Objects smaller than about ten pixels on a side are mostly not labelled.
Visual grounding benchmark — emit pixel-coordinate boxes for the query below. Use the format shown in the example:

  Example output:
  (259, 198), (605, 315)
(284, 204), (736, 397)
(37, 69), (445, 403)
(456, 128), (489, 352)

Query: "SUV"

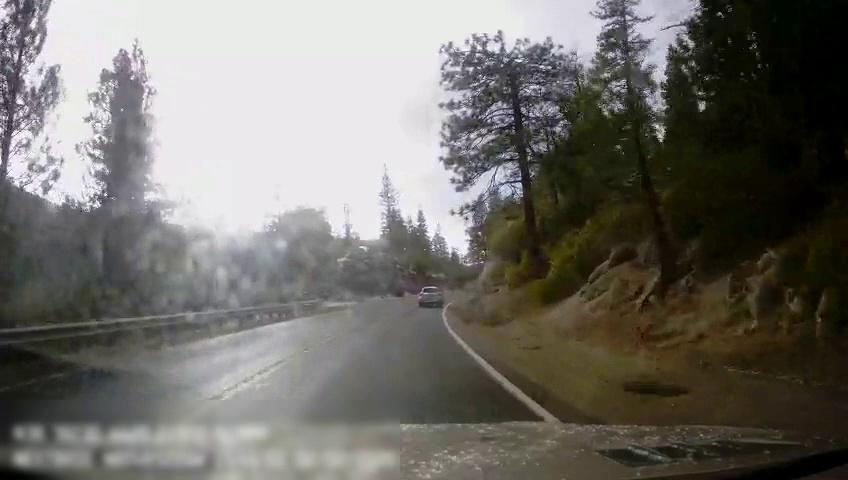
(418, 285), (444, 309)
